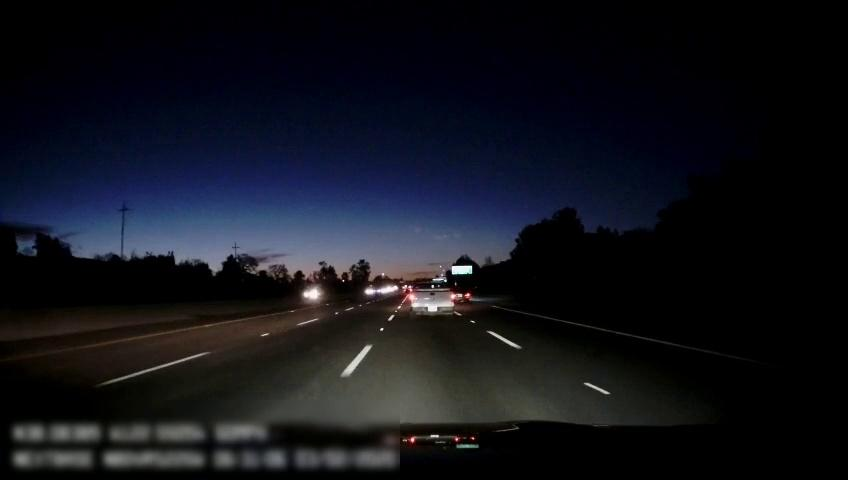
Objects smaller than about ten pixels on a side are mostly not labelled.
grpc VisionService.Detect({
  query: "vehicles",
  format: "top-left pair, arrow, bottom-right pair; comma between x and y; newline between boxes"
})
302,288 -> 320,300
409,282 -> 455,322
454,286 -> 471,305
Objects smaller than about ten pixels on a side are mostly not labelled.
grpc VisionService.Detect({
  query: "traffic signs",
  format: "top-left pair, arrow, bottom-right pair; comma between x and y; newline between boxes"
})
451,265 -> 473,275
